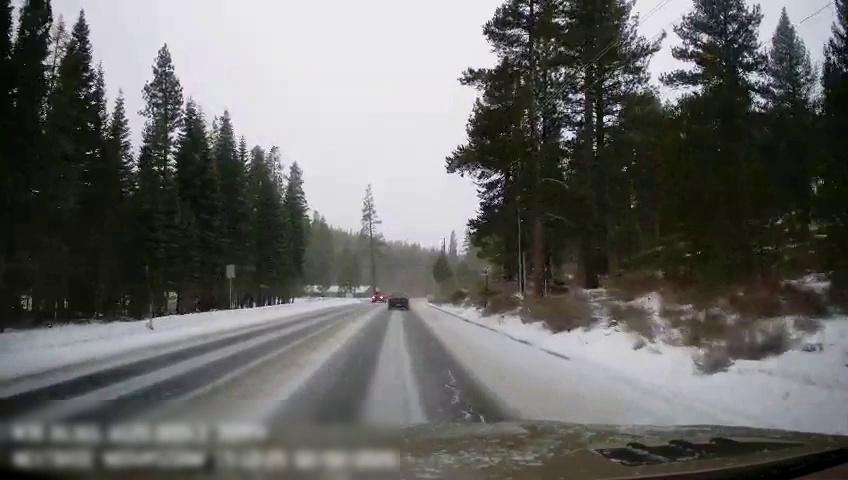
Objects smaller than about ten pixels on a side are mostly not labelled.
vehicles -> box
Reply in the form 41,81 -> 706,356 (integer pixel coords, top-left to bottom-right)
387,291 -> 409,311
371,291 -> 387,304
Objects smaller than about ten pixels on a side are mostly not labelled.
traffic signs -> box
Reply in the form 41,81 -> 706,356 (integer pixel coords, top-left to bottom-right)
478,266 -> 489,276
